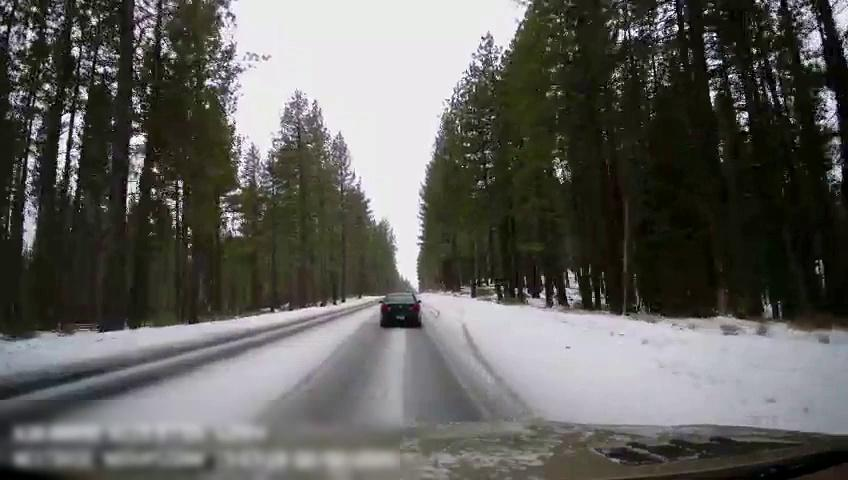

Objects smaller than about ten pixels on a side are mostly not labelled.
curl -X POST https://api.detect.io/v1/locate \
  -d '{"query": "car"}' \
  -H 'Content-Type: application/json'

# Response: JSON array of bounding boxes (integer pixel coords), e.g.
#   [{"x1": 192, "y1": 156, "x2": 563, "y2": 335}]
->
[{"x1": 377, "y1": 292, "x2": 422, "y2": 327}]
